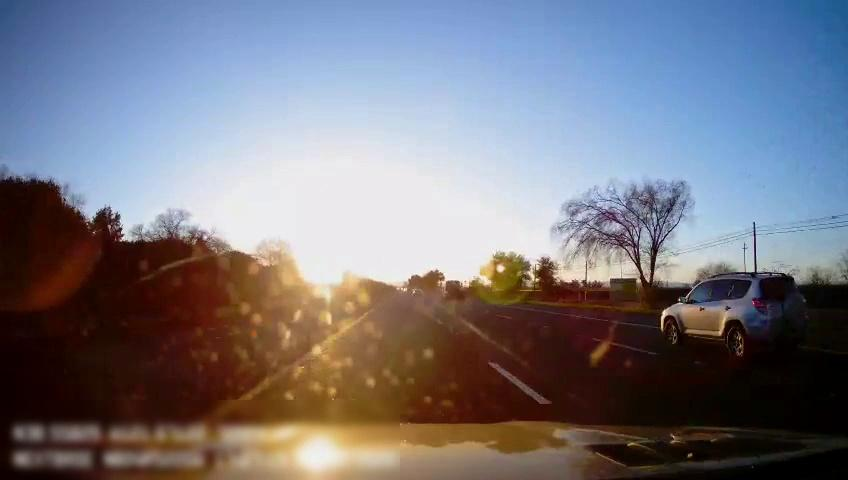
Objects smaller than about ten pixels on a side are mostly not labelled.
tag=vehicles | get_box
[412,289,423,298]
[659,272,809,368]
[441,280,462,299]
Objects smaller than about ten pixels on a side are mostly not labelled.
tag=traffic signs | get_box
[610,279,639,303]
